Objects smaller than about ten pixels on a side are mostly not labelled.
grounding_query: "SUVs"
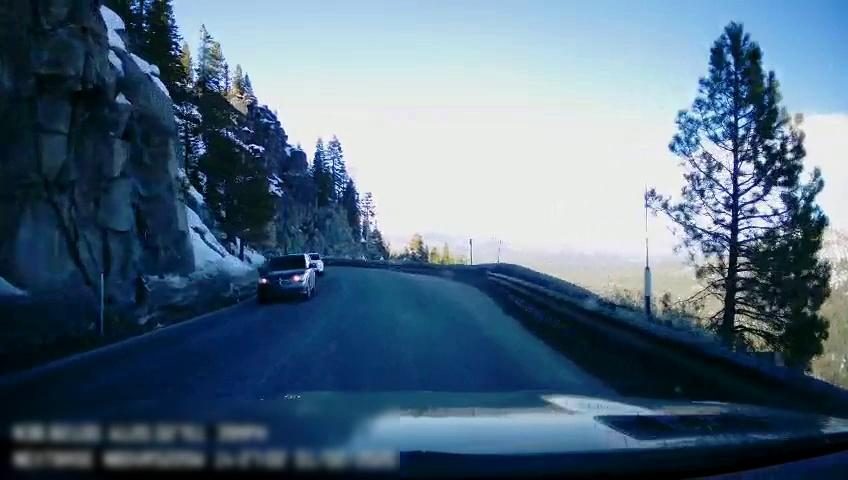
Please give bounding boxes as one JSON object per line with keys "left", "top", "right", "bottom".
{"left": 256, "top": 255, "right": 316, "bottom": 303}
{"left": 305, "top": 253, "right": 324, "bottom": 276}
